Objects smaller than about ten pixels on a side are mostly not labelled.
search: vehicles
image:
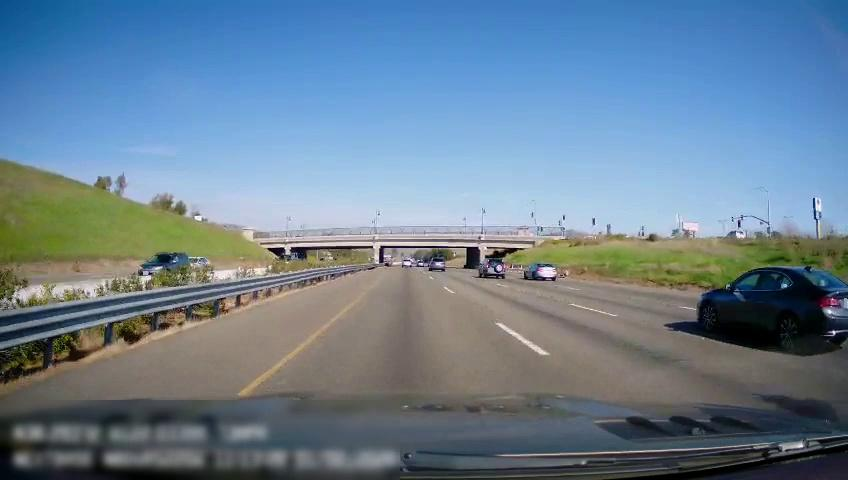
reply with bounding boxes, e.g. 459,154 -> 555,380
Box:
137,252 -> 191,277
275,254 -> 295,265
187,256 -> 212,270
477,257 -> 507,280
695,265 -> 848,351
523,262 -> 557,281
428,257 -> 446,272
724,229 -> 747,240
401,259 -> 412,268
